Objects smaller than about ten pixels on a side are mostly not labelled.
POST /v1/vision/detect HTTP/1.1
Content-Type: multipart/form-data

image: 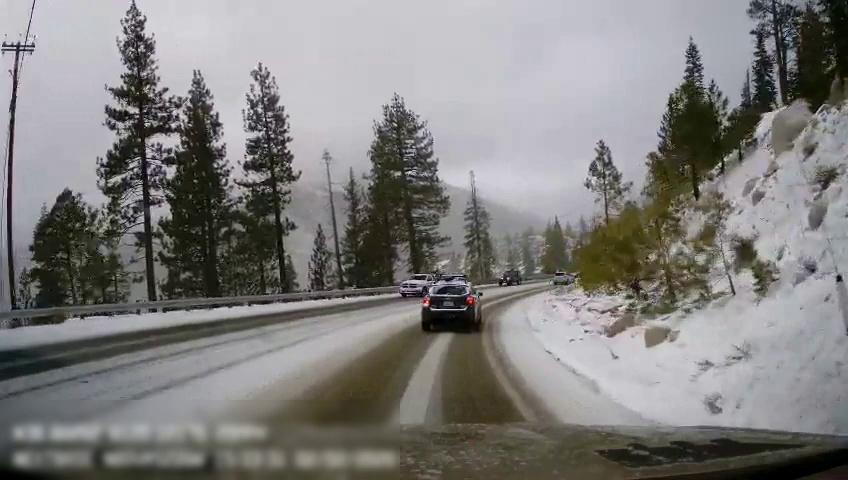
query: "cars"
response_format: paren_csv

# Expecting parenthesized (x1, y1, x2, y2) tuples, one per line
(421, 273, 483, 332)
(553, 272, 572, 285)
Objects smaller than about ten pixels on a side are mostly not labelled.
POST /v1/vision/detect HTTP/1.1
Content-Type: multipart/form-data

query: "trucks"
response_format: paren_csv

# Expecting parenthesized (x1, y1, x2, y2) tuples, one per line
(399, 273, 440, 298)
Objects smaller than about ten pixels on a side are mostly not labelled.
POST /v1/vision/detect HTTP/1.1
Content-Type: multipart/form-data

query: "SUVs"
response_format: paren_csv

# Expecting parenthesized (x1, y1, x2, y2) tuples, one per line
(498, 269, 523, 286)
